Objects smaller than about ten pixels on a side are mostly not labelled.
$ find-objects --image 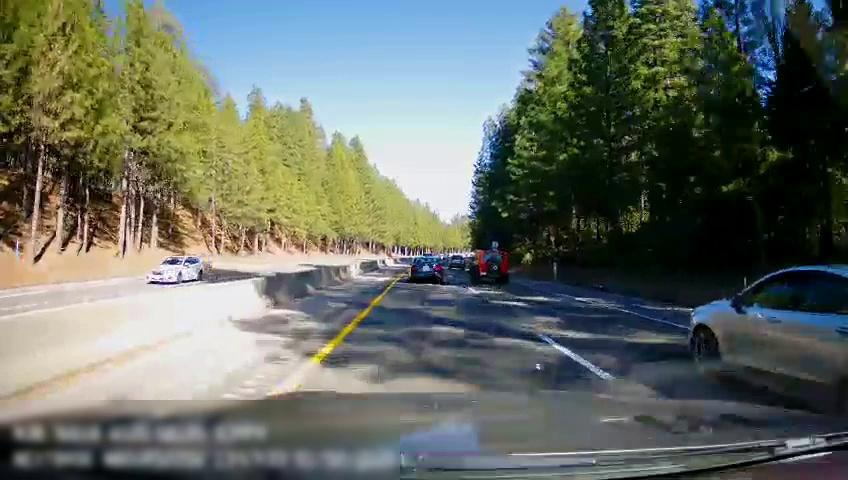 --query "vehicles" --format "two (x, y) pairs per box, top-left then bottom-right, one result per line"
(686, 264), (848, 392)
(448, 256), (463, 269)
(144, 255), (206, 286)
(408, 255), (445, 285)
(471, 249), (511, 283)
